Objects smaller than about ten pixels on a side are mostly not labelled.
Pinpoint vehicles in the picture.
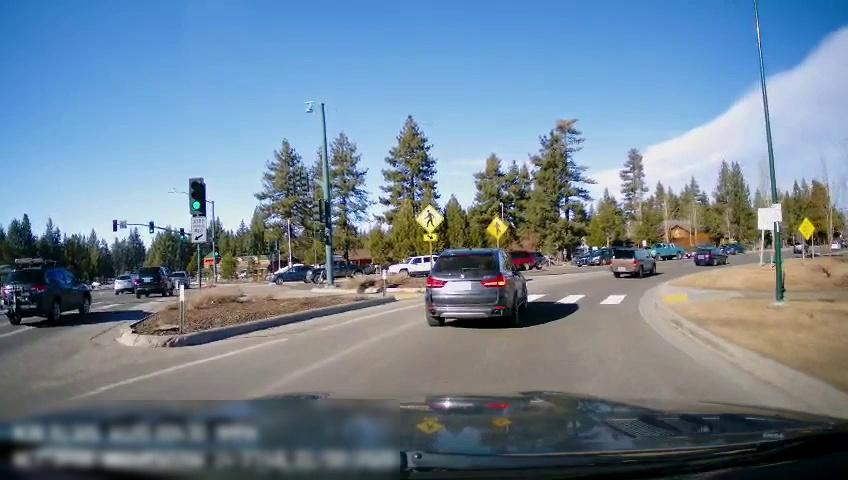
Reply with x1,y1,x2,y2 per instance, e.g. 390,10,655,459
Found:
576,246,615,267
271,267,312,285
169,271,193,289
504,249,544,270
792,241,811,255
694,247,728,267
135,266,176,298
424,248,527,329
610,247,657,278
644,242,688,262
113,274,136,295
723,243,745,254
388,256,437,278
0,258,93,327
312,259,354,282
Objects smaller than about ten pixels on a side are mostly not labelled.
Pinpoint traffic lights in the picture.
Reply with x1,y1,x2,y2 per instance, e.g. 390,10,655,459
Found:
111,218,118,231
187,176,207,216
178,227,184,242
148,220,155,234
